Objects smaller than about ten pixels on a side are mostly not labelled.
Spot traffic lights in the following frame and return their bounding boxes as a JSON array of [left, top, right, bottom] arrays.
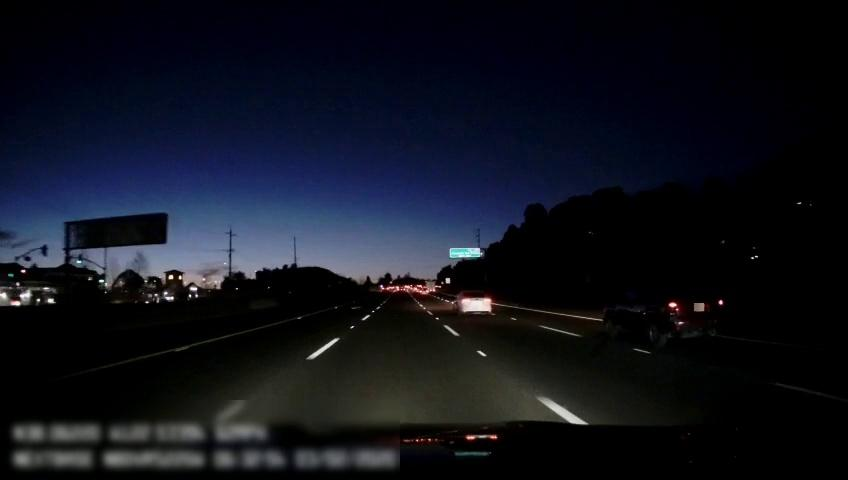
[[42, 244, 48, 256], [9, 266, 14, 277], [100, 273, 105, 284], [21, 269, 26, 280], [78, 253, 82, 264]]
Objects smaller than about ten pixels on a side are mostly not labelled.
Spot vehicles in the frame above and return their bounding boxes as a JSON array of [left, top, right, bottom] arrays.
[[452, 290, 492, 317], [603, 277, 723, 349], [425, 281, 436, 296]]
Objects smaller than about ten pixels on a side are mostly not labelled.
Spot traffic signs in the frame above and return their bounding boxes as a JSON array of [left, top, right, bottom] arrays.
[[449, 247, 481, 258]]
